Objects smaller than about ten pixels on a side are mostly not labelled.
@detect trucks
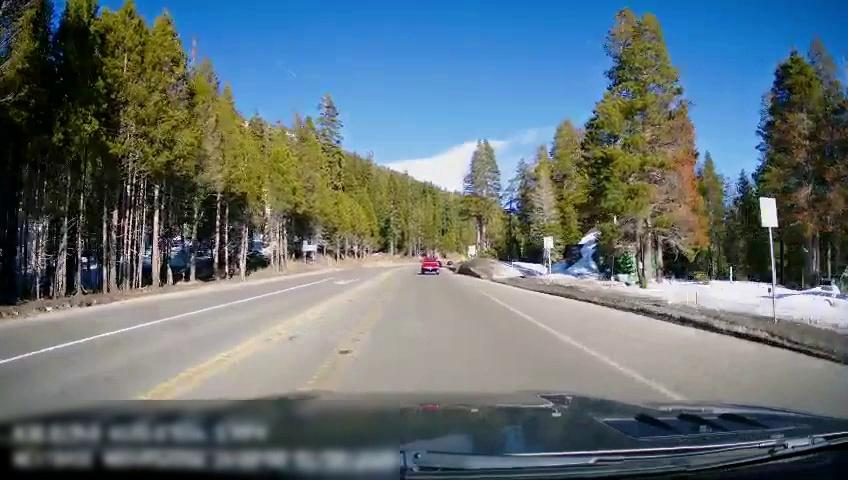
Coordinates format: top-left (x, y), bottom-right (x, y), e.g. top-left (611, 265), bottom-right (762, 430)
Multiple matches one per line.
top-left (420, 256), bottom-right (440, 276)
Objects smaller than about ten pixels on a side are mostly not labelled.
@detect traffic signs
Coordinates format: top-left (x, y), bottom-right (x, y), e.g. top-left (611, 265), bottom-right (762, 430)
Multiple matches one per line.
top-left (759, 196), bottom-right (779, 228)
top-left (543, 236), bottom-right (554, 249)
top-left (468, 244), bottom-right (477, 256)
